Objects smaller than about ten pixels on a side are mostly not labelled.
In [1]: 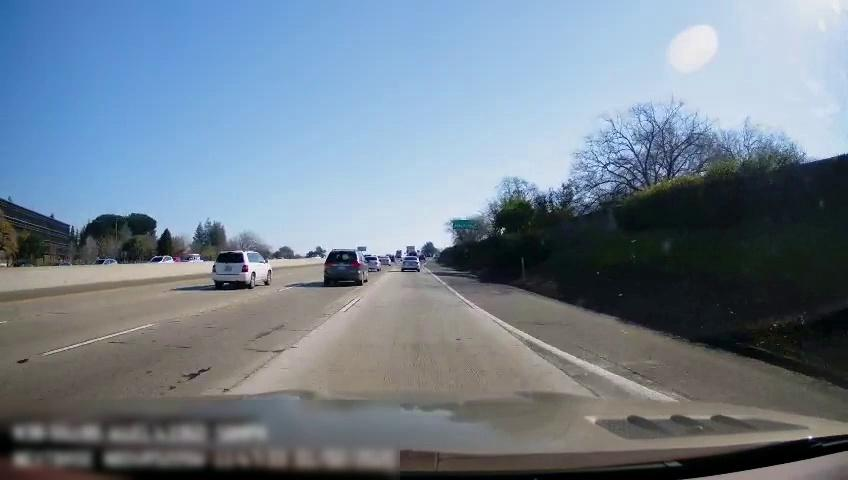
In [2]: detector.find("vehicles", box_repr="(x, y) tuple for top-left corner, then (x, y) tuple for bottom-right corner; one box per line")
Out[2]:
(400, 255), (420, 273)
(210, 251), (274, 291)
(146, 255), (174, 265)
(407, 245), (416, 256)
(364, 255), (383, 272)
(378, 256), (392, 268)
(94, 259), (119, 265)
(322, 249), (370, 287)
(183, 253), (203, 263)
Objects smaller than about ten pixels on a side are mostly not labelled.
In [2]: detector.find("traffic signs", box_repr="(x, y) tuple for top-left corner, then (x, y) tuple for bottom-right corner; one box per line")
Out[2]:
(450, 218), (481, 232)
